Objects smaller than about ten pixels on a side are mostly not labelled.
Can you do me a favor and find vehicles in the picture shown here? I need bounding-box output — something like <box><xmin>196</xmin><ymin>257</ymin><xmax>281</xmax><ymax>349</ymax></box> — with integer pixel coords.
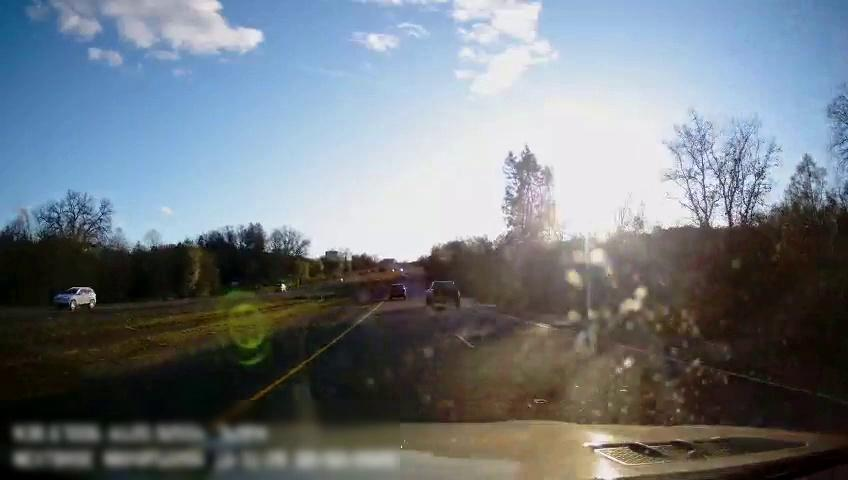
<box><xmin>427</xmin><ymin>281</ymin><xmax>460</xmax><ymax>309</ymax></box>
<box><xmin>389</xmin><ymin>283</ymin><xmax>407</xmax><ymax>300</ymax></box>
<box><xmin>274</xmin><ymin>283</ymin><xmax>289</xmax><ymax>294</ymax></box>
<box><xmin>53</xmin><ymin>287</ymin><xmax>96</xmax><ymax>311</ymax></box>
